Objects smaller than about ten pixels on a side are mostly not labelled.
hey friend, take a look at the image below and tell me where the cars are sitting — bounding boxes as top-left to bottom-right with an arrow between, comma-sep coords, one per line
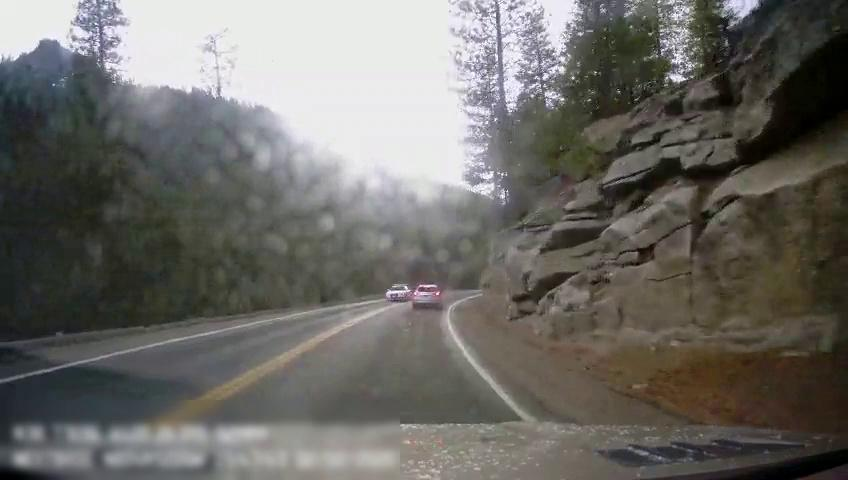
412,284 -> 443,310
385,283 -> 412,302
